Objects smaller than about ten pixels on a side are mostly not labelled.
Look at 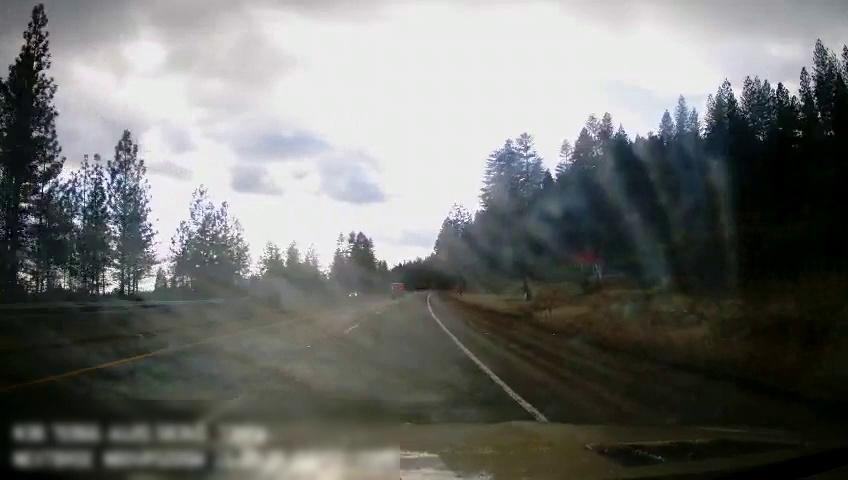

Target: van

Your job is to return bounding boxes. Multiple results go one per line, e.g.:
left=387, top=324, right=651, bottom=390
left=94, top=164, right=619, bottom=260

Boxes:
left=390, top=282, right=406, bottom=299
